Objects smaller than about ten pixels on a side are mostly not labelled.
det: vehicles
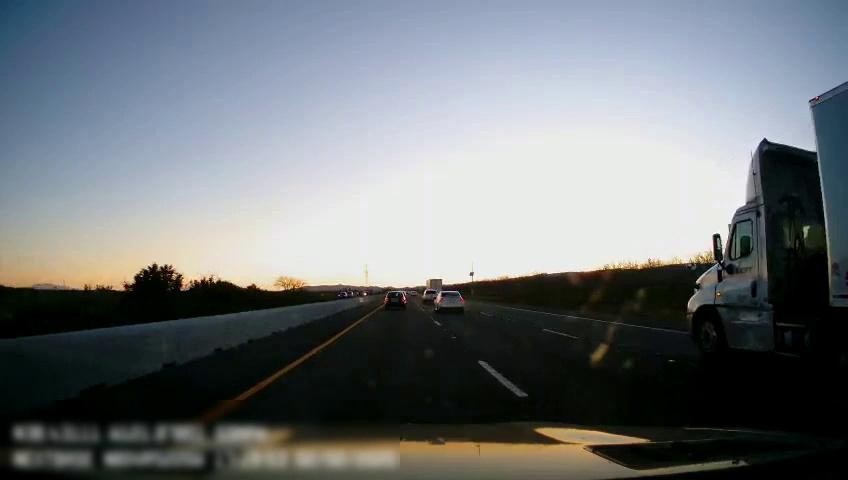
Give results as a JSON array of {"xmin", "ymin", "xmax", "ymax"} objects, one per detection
[
  {"xmin": 384, "ymin": 290, "xmax": 407, "ymax": 311},
  {"xmin": 426, "ymin": 278, "xmax": 443, "ymax": 292},
  {"xmin": 422, "ymin": 289, "xmax": 439, "ymax": 305},
  {"xmin": 433, "ymin": 290, "xmax": 465, "ymax": 314},
  {"xmin": 339, "ymin": 291, "xmax": 348, "ymax": 298},
  {"xmin": 685, "ymin": 80, "xmax": 848, "ymax": 381}
]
